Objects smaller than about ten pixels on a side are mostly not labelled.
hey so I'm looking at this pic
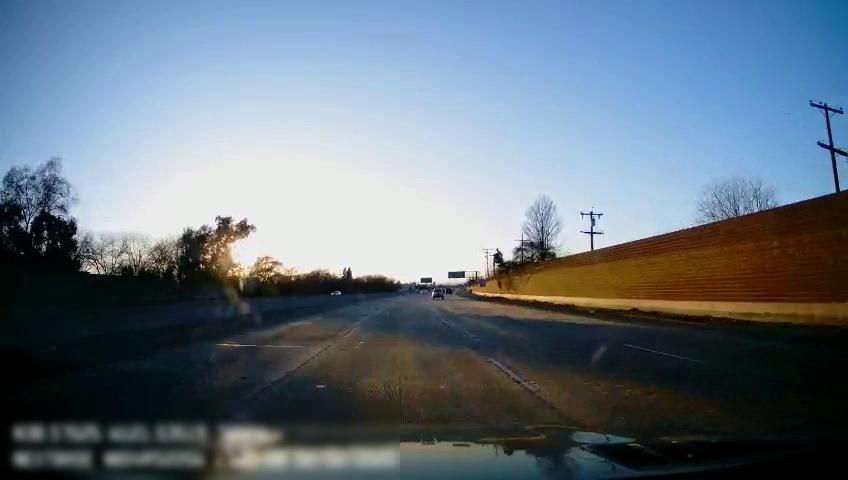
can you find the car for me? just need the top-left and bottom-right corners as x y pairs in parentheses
(330, 290), (342, 296)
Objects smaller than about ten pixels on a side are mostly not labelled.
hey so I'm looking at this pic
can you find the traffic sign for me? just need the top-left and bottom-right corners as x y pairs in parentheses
(447, 271), (466, 279)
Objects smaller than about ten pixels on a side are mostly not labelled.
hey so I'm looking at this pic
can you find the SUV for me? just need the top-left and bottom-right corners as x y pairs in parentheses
(432, 289), (444, 300)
